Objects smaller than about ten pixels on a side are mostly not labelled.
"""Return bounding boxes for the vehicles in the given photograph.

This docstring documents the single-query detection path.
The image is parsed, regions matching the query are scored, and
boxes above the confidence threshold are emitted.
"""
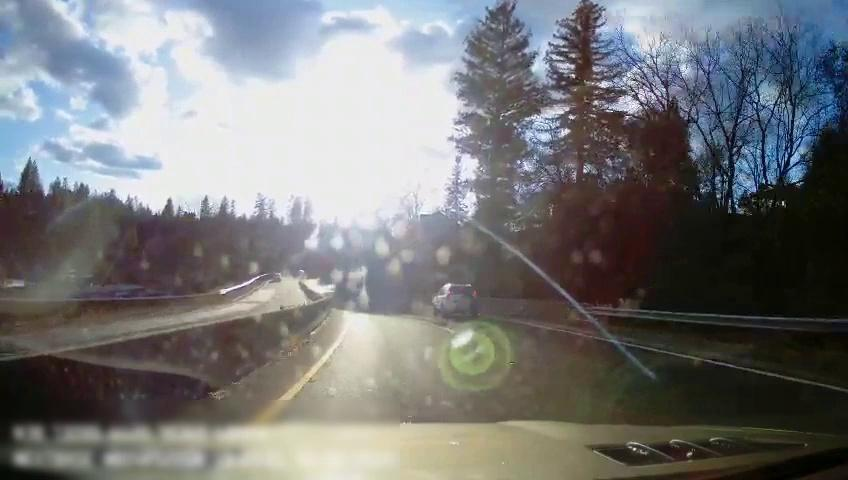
[271,272,282,282]
[431,282,479,319]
